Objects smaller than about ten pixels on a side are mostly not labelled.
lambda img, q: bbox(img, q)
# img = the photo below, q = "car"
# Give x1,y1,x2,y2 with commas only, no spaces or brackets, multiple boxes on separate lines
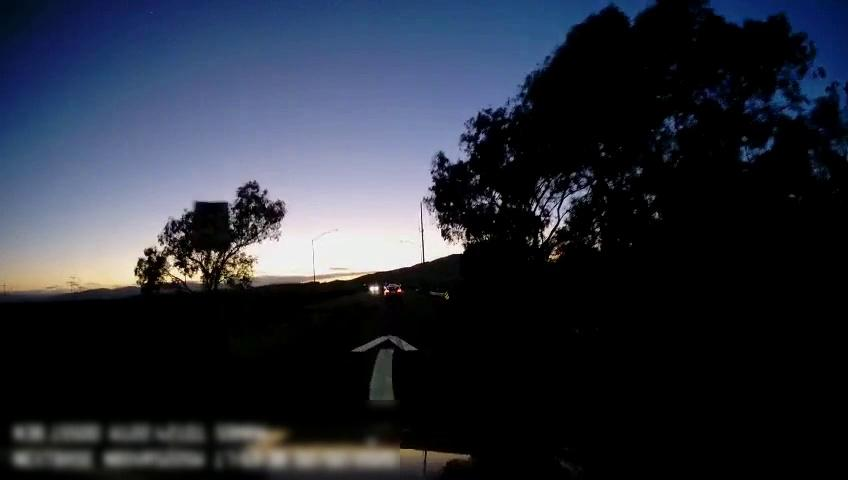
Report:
383,283,403,298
